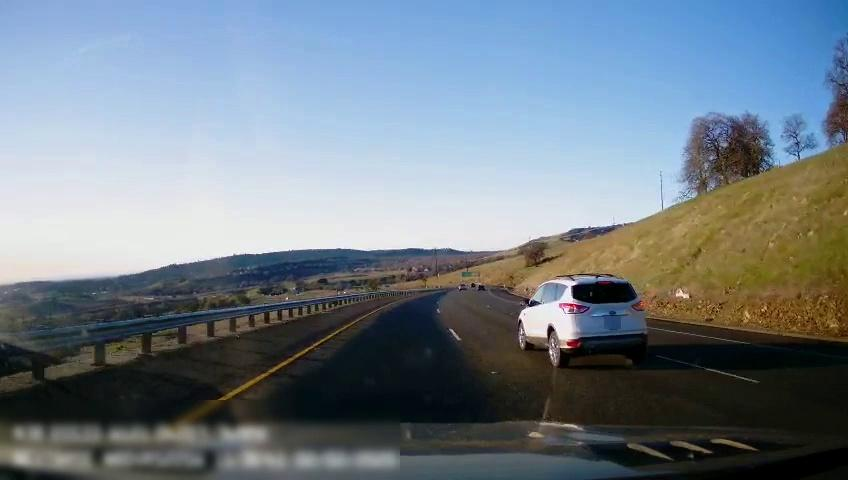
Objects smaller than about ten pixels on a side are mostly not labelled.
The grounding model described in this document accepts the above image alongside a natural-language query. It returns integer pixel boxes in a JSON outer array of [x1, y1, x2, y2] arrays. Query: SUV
[[517, 278, 648, 368]]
